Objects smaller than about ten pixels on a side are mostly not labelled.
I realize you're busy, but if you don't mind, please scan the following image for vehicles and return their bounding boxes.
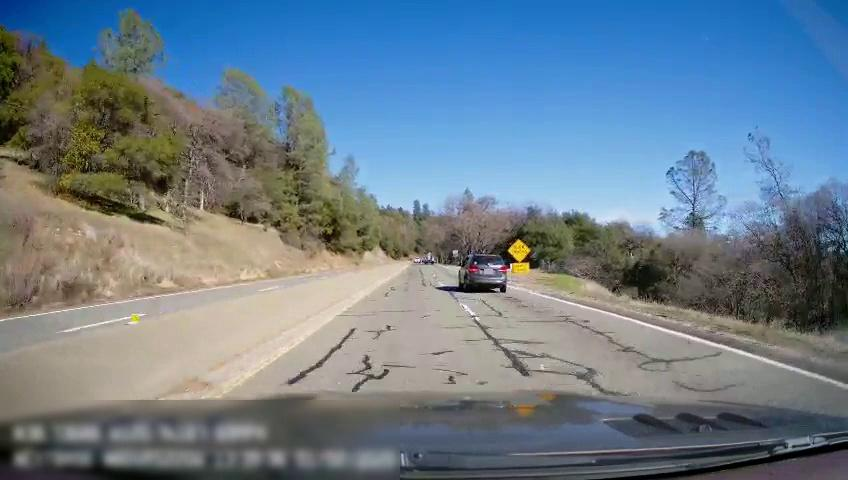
[457,253,508,293]
[421,252,435,264]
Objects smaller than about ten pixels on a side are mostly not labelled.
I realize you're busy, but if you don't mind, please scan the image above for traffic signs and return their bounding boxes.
[507,239,532,262]
[511,262,531,273]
